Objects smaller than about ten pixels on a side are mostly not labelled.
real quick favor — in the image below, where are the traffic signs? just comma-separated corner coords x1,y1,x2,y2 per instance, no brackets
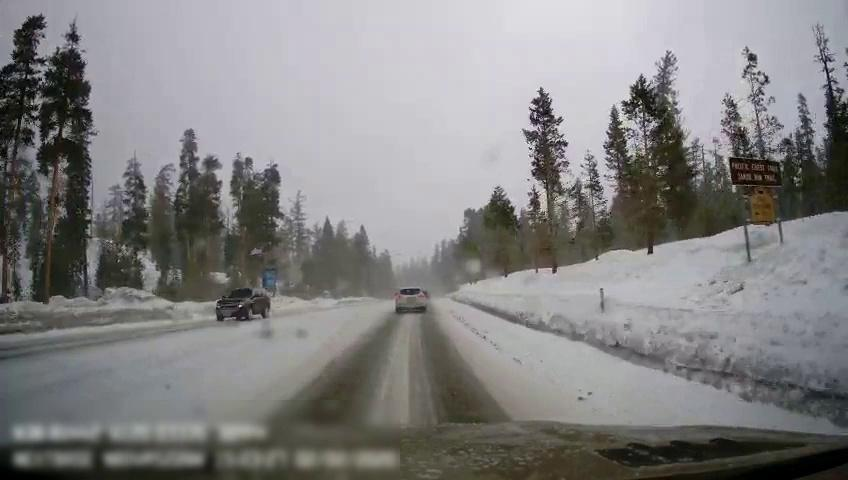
748,189,778,224
727,153,785,189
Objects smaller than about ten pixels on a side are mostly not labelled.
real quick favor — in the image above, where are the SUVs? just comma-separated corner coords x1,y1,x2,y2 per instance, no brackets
394,287,427,313
215,287,271,321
